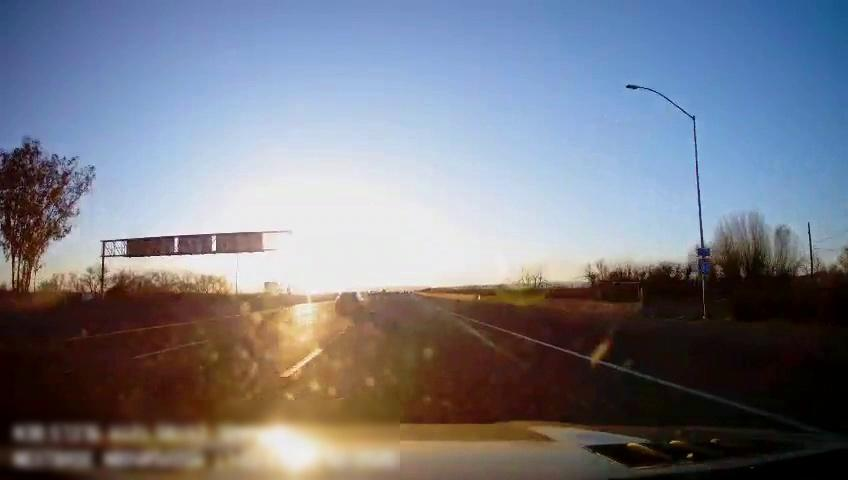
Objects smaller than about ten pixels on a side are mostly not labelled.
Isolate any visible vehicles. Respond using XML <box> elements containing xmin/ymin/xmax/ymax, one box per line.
<box><xmin>335</xmin><ymin>291</ymin><xmax>365</xmax><ymax>313</ymax></box>
<box><xmin>63</xmin><ymin>293</ymin><xmax>94</xmax><ymax>306</ymax></box>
